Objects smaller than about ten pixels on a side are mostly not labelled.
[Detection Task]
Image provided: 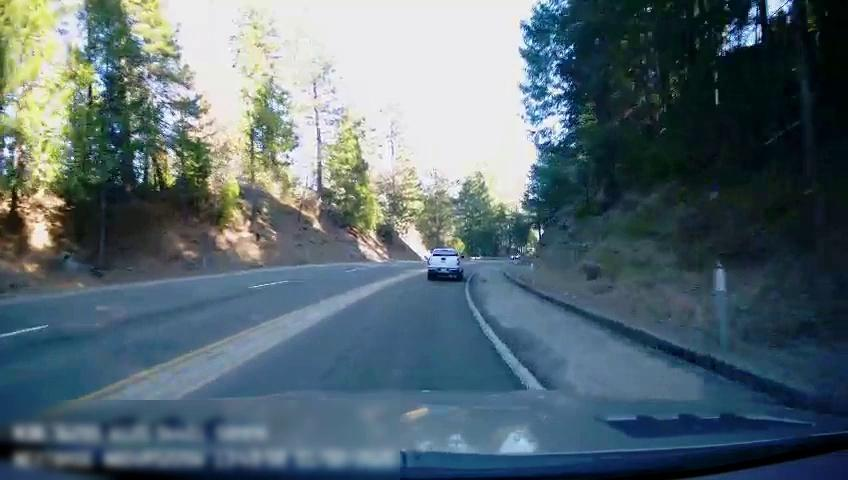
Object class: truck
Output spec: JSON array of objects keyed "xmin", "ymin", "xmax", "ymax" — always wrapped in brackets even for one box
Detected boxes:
[{"xmin": 426, "ymin": 248, "xmax": 465, "ymax": 282}]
